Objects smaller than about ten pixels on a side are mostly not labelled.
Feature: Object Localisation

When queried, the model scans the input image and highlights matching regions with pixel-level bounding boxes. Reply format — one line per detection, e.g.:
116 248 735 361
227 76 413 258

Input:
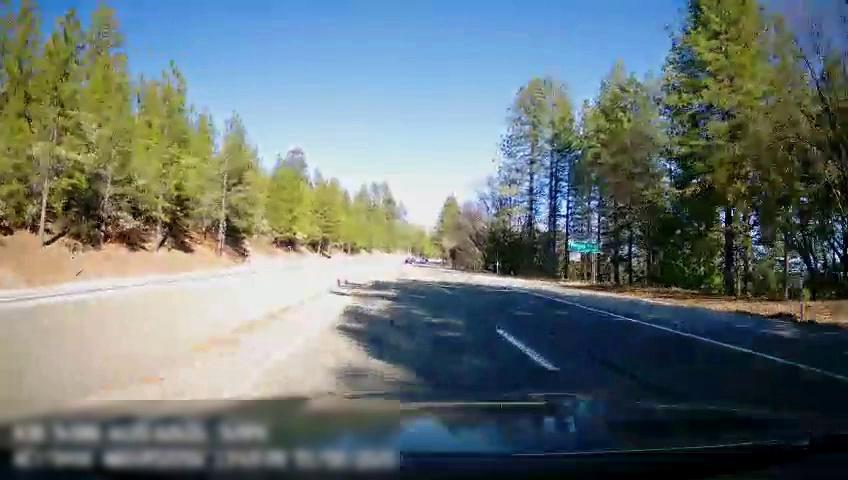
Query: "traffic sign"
569 237 600 254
